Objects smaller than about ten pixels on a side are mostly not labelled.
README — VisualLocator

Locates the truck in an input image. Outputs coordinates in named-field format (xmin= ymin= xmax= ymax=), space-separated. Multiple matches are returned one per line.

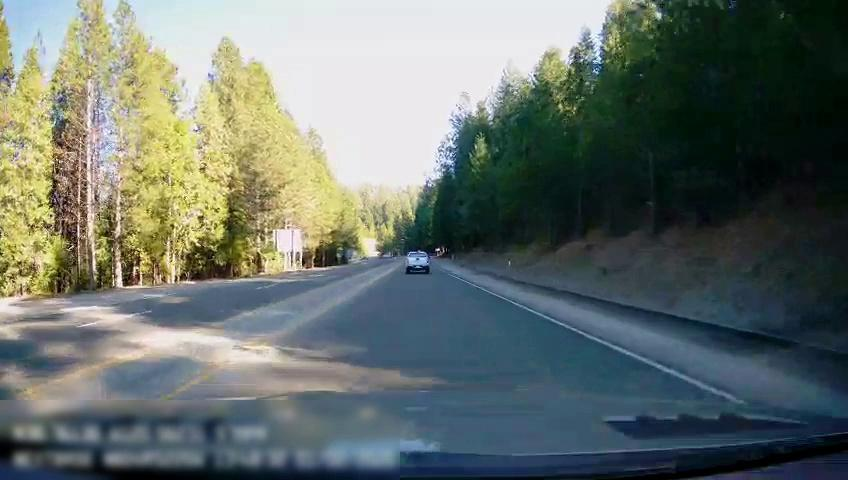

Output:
xmin=405 ymin=250 xmax=430 ymax=274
